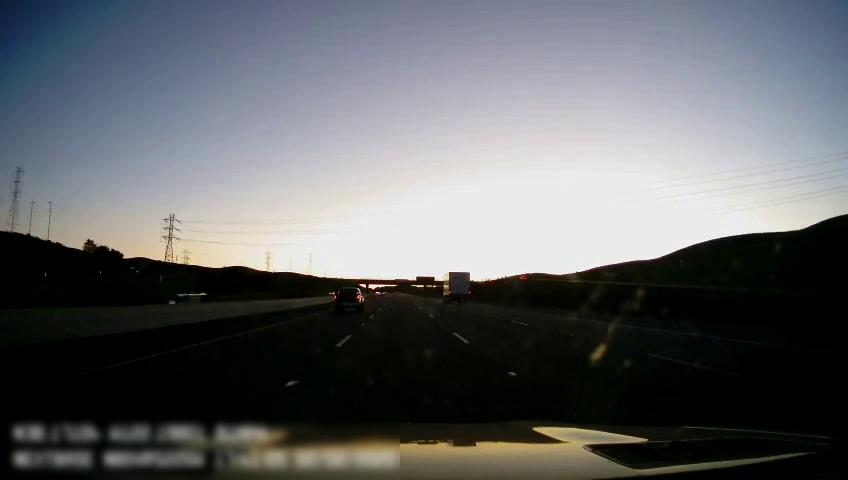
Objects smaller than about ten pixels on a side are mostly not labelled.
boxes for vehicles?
[168,295,201,305]
[335,287,365,310]
[443,272,472,303]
